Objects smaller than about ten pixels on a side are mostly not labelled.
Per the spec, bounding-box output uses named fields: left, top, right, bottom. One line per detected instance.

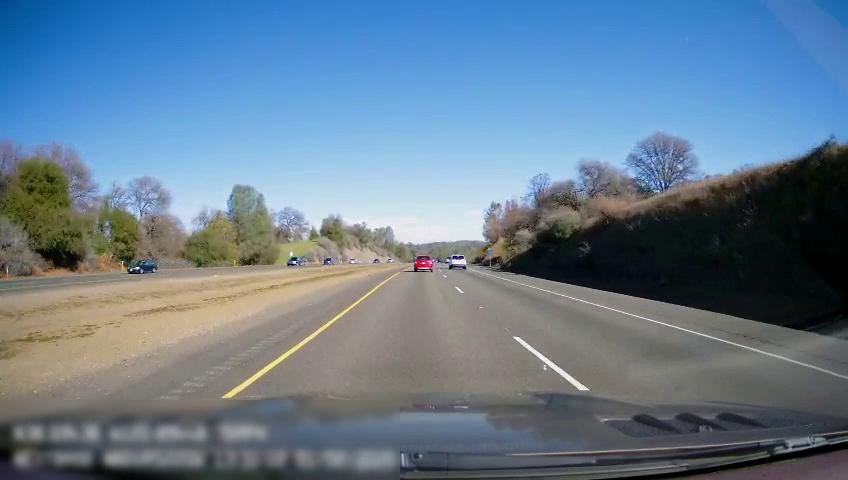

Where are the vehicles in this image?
left=127, top=259, right=160, bottom=274
left=286, top=256, right=304, bottom=267
left=413, top=255, right=434, bottom=273
left=443, top=257, right=452, bottom=264
left=449, top=254, right=467, bottom=269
